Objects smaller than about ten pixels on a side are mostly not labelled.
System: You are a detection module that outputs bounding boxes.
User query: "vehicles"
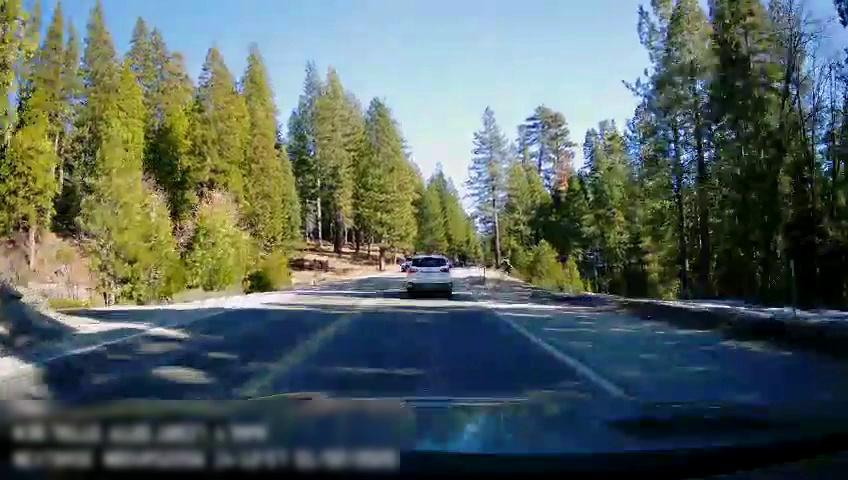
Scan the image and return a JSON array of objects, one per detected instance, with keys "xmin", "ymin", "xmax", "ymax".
[
  {"xmin": 406, "ymin": 255, "xmax": 454, "ymax": 300},
  {"xmin": 401, "ymin": 255, "xmax": 424, "ymax": 273}
]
